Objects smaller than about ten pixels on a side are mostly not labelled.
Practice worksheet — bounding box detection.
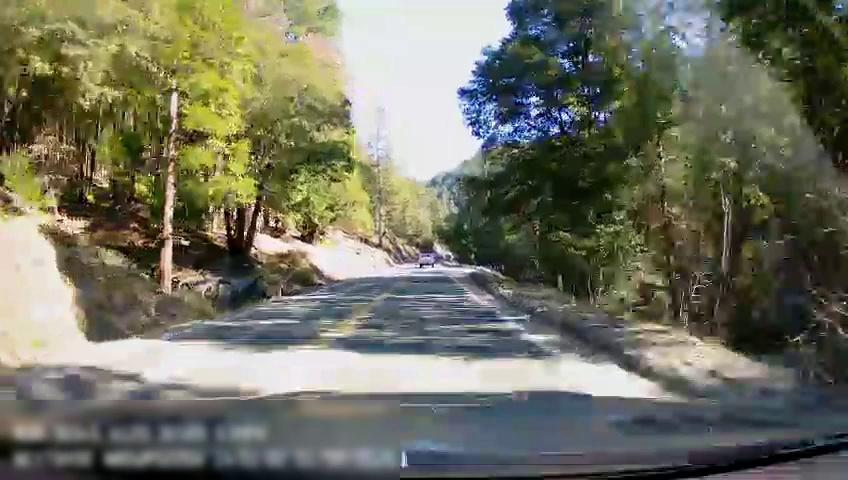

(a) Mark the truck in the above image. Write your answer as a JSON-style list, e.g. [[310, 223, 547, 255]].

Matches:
[[419, 253, 435, 268]]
